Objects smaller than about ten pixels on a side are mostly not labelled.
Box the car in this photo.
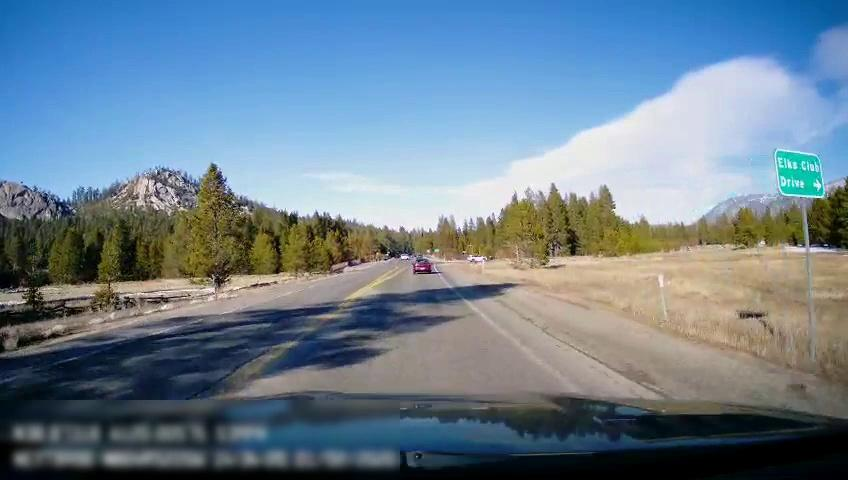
[412,257,433,275]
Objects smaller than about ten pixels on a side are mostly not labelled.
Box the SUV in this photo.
[466,253,489,264]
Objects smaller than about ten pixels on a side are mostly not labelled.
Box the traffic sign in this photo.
[774,148,825,199]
